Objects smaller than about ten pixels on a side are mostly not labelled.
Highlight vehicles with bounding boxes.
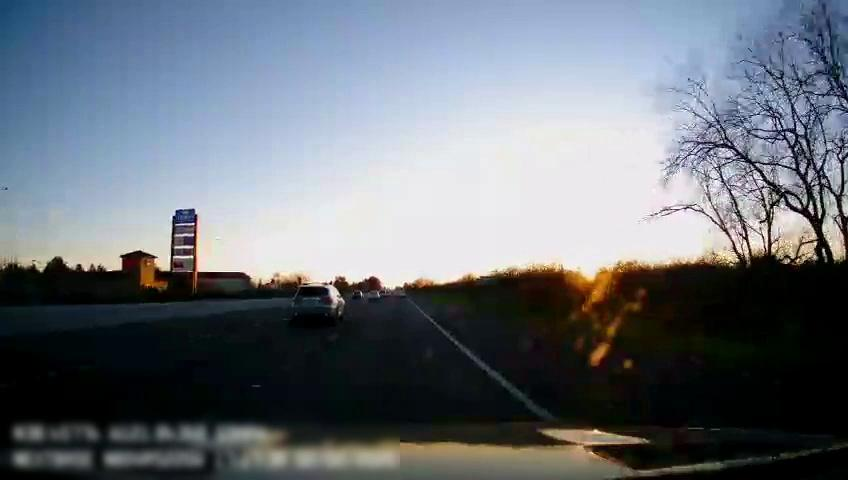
[394,286,406,298]
[352,289,364,300]
[367,290,381,302]
[290,283,346,327]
